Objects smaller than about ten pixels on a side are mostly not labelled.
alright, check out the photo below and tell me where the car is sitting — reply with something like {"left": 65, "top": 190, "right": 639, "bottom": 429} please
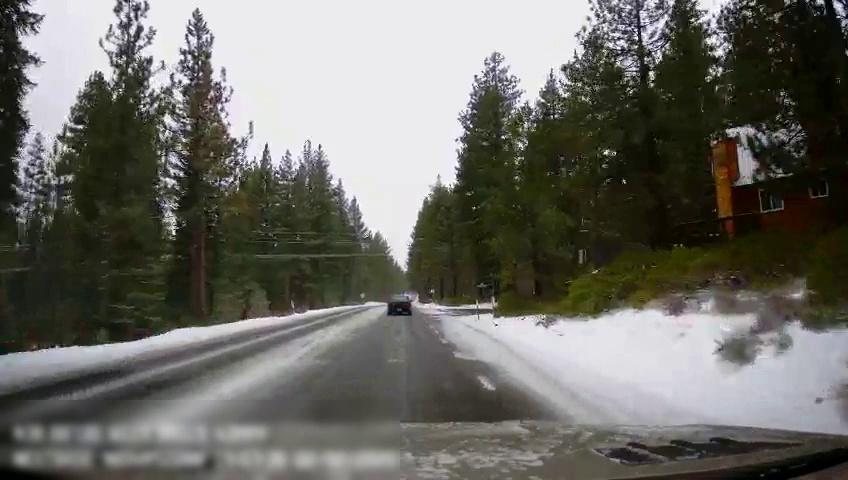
{"left": 387, "top": 294, "right": 413, "bottom": 316}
